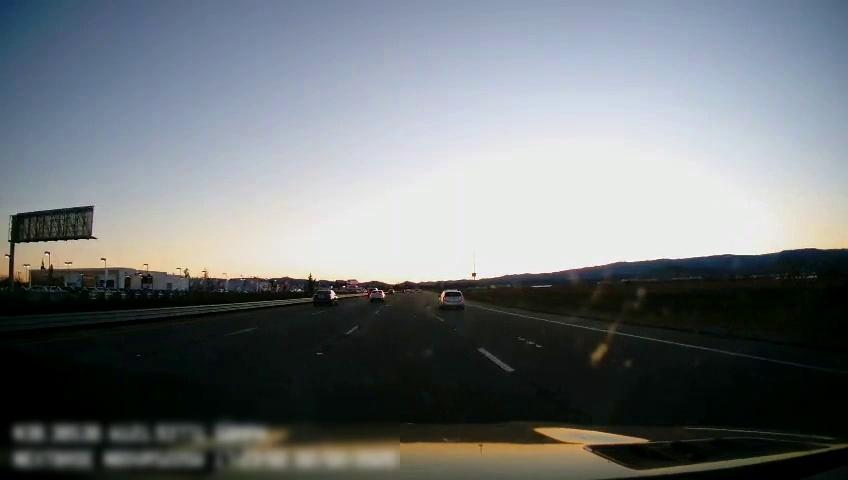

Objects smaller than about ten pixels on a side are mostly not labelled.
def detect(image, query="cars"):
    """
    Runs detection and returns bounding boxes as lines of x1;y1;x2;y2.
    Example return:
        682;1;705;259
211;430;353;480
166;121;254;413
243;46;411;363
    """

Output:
312;289;339;307
369;290;386;304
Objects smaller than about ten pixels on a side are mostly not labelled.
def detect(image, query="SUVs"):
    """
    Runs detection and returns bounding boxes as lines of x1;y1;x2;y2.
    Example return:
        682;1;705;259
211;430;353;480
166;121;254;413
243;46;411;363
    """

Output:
437;290;465;312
